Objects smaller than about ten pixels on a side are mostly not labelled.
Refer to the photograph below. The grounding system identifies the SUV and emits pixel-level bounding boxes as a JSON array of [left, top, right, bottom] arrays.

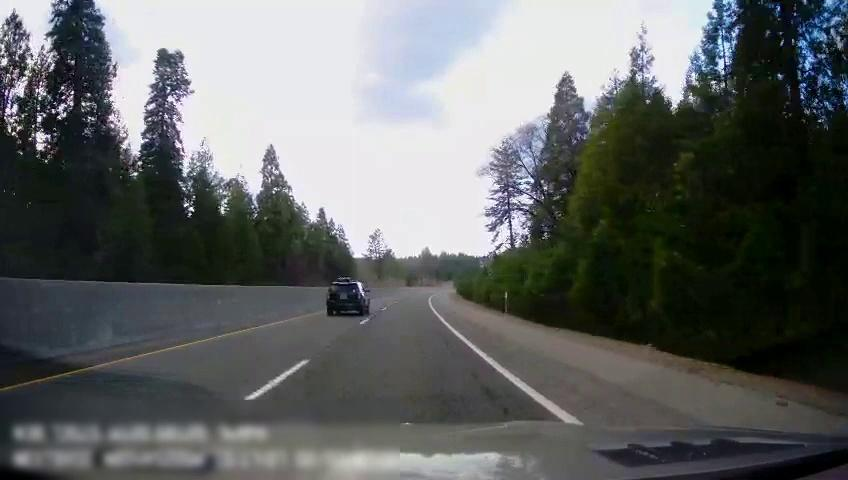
[[325, 280, 371, 317]]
